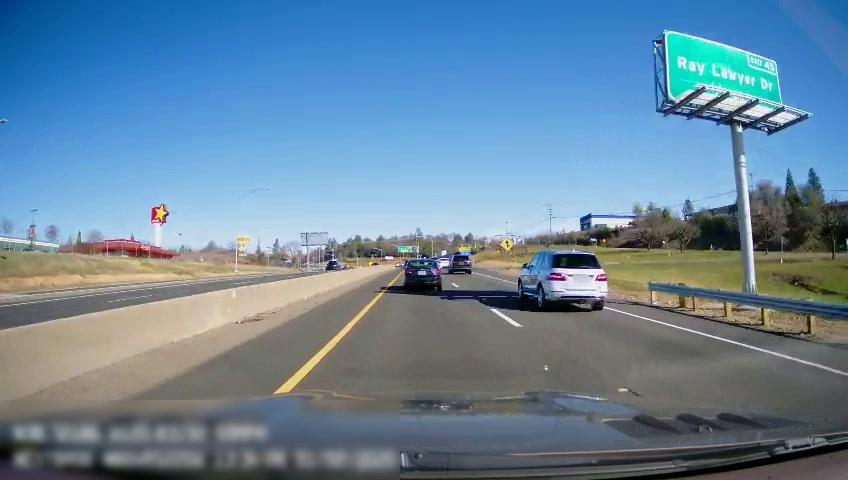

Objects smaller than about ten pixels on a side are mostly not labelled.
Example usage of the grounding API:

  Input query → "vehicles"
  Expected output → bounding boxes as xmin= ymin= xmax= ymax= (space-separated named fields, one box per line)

xmin=447 ymin=254 xmax=473 ymax=275
xmin=325 ymin=260 xmax=342 ymax=272
xmin=437 ymin=258 xmax=449 ymax=270
xmin=516 ymin=249 xmax=609 ymax=313
xmin=402 ymin=258 xmax=443 ymax=293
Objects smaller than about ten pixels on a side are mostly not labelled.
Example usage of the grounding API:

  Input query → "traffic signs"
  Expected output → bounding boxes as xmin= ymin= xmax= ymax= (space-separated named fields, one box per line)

xmin=399 ymin=246 xmax=414 ymax=254
xmin=502 ymin=238 xmax=513 ymax=252
xmin=460 ymin=250 xmax=472 ymax=256
xmin=459 ymin=247 xmax=470 ymax=250
xmin=663 ymin=29 xmax=782 ymax=106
